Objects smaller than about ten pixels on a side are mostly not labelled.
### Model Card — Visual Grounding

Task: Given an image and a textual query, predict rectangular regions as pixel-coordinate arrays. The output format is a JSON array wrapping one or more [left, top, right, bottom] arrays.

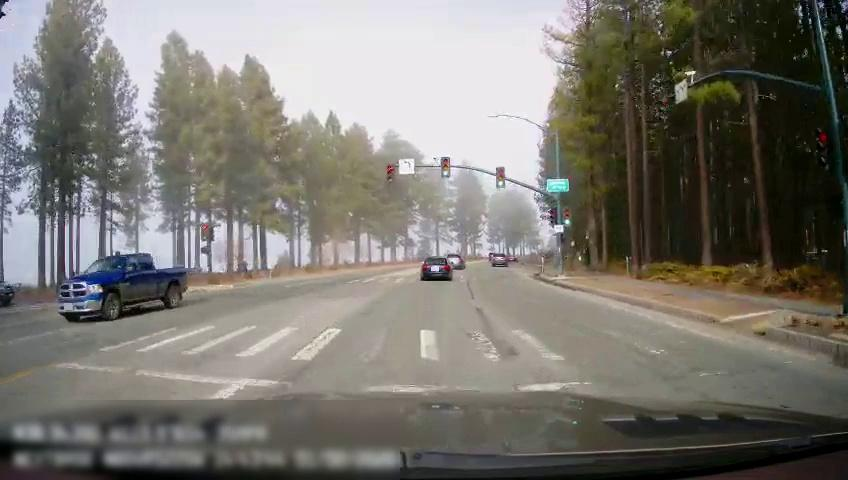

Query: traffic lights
[[496, 167, 506, 188], [545, 208, 554, 224], [440, 157, 450, 177], [384, 163, 395, 183], [563, 209, 571, 224], [816, 128, 834, 167], [201, 223, 210, 243]]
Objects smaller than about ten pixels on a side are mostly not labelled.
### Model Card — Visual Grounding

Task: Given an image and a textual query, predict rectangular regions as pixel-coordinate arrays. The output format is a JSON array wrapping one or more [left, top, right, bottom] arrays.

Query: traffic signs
[[545, 178, 570, 194], [675, 82, 688, 105], [553, 224, 565, 234], [399, 158, 415, 176]]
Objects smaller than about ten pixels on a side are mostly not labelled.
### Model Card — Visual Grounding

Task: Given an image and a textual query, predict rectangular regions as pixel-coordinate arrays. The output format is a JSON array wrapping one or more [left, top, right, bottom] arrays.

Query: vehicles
[[446, 254, 463, 269], [420, 257, 452, 282], [491, 252, 509, 267], [0, 281, 15, 306], [56, 254, 187, 322]]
